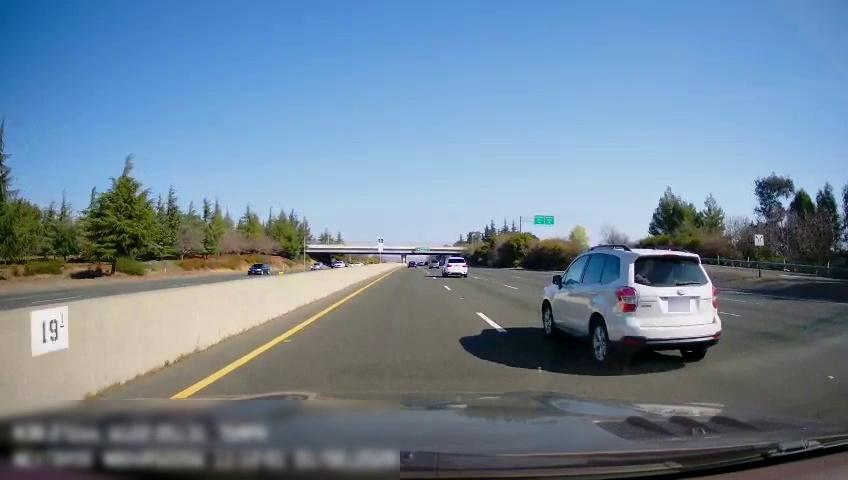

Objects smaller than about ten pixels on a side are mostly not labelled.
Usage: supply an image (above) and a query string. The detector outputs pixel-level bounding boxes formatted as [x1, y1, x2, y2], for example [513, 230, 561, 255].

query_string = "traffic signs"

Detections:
[754, 234, 764, 246]
[534, 215, 545, 224]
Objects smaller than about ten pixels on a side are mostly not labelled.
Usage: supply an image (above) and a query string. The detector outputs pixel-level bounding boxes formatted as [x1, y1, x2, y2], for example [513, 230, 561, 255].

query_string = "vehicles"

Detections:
[354, 262, 364, 266]
[334, 260, 346, 269]
[407, 260, 417, 269]
[247, 263, 272, 276]
[309, 262, 325, 271]
[540, 247, 722, 365]
[428, 260, 440, 269]
[439, 257, 469, 279]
